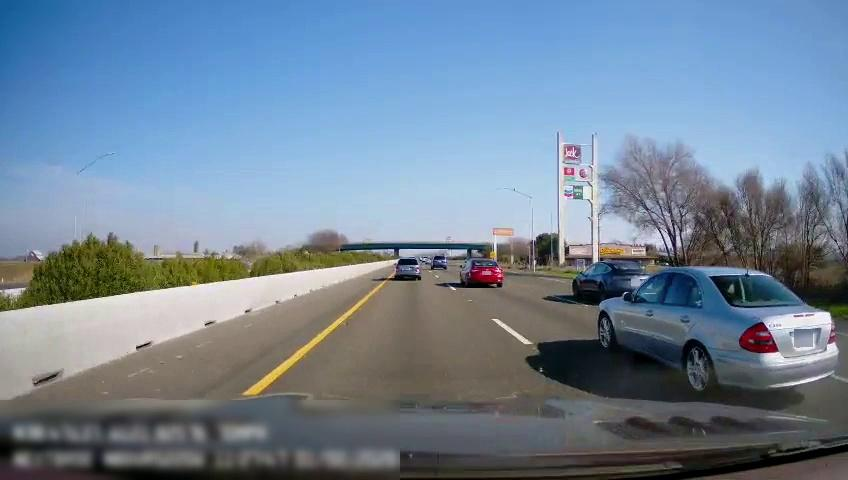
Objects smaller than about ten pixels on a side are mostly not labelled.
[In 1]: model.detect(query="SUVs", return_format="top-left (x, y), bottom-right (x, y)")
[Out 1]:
top-left (429, 254), bottom-right (449, 270)
top-left (393, 257), bottom-right (422, 281)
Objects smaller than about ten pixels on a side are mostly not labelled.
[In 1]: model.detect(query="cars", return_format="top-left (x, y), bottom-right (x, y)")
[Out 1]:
top-left (596, 266), bottom-right (840, 402)
top-left (571, 260), bottom-right (653, 302)
top-left (458, 257), bottom-right (506, 289)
